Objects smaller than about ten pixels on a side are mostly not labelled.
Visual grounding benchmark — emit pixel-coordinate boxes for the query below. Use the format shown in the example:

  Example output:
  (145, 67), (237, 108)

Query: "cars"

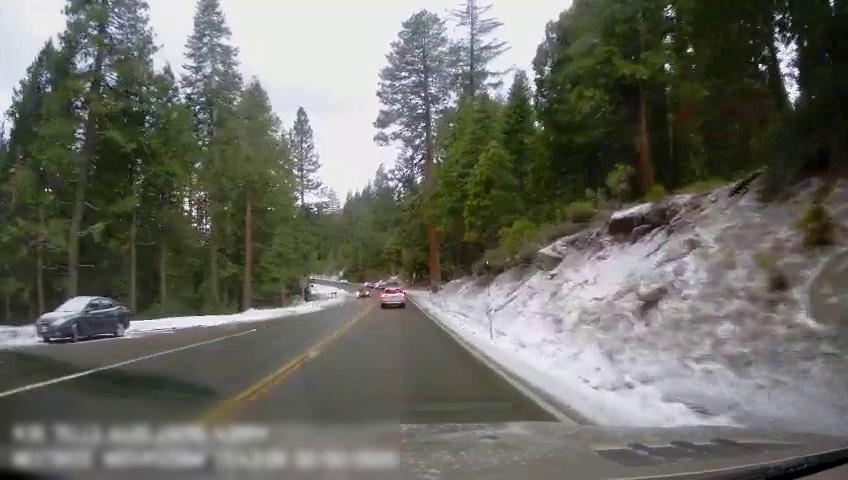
(380, 287), (406, 309)
(35, 296), (132, 343)
(356, 287), (371, 298)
